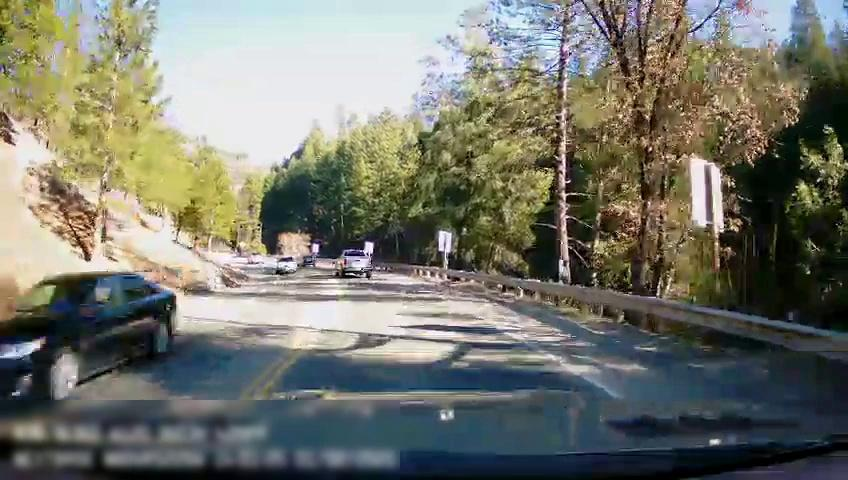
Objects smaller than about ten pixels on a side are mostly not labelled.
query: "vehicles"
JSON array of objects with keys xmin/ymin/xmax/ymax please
[
  {"xmin": 274, "ymin": 256, "xmax": 297, "ymax": 275},
  {"xmin": 0, "ymin": 270, "xmax": 178, "ymax": 408},
  {"xmin": 333, "ymin": 249, "xmax": 374, "ymax": 279},
  {"xmin": 299, "ymin": 254, "xmax": 318, "ymax": 268}
]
